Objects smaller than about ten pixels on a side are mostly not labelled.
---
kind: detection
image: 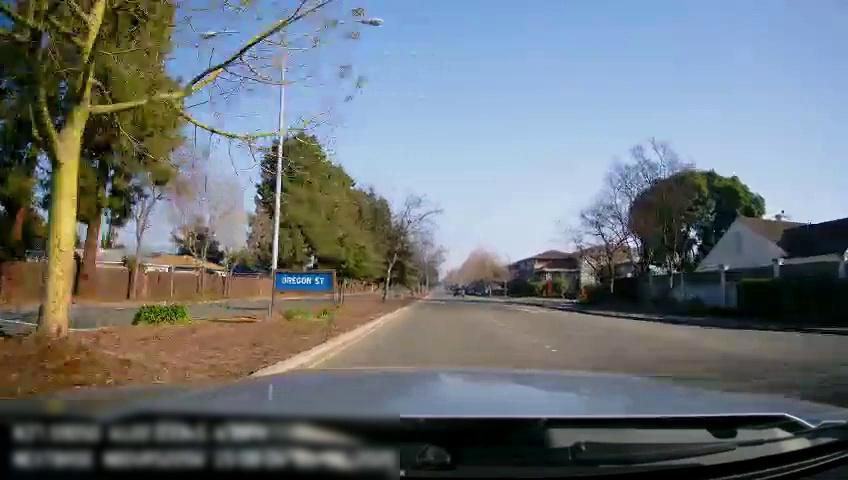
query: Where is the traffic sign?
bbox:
[277,273,333,292]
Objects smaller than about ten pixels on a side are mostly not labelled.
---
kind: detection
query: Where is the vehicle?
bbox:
[454,286,466,297]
